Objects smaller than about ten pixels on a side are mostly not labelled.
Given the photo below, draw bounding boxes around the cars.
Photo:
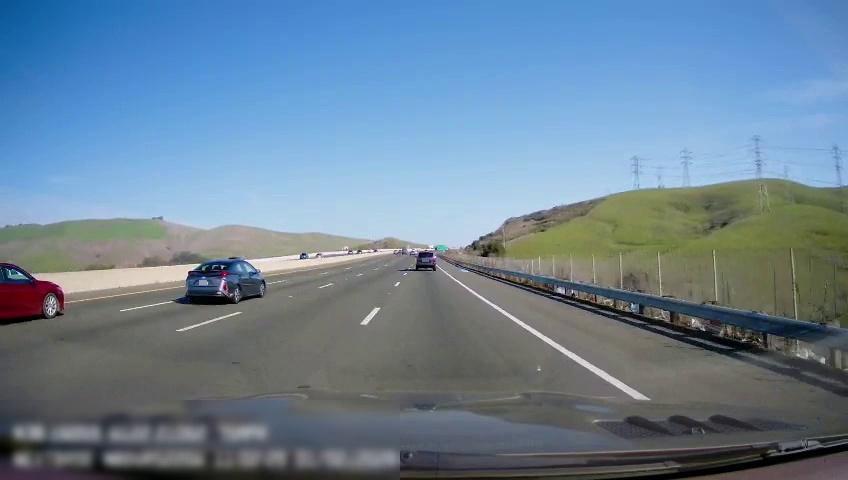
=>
[0,262,65,321]
[184,257,267,304]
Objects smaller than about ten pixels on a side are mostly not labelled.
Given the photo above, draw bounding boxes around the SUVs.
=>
[415,250,437,272]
